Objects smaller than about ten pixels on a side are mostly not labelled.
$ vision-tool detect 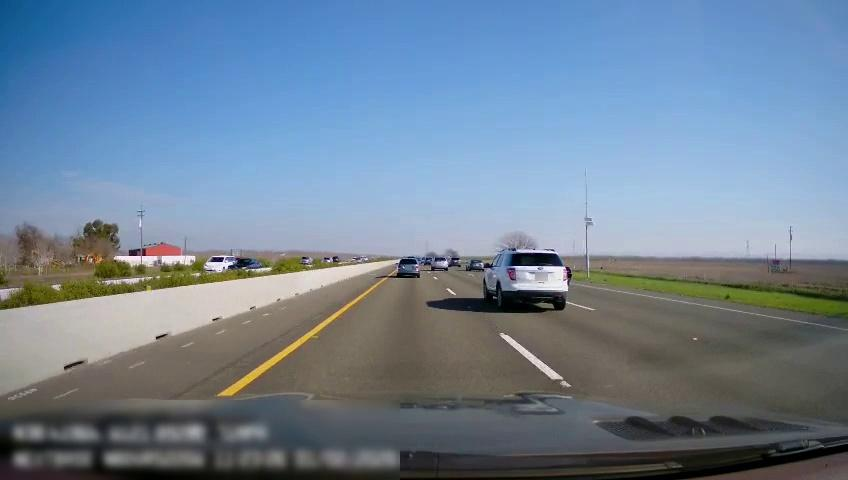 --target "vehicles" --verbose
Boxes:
[466,257,485,270]
[228,258,263,270]
[396,258,421,278]
[430,255,449,272]
[299,256,314,266]
[203,256,237,273]
[566,266,572,281]
[449,256,463,267]
[481,248,570,310]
